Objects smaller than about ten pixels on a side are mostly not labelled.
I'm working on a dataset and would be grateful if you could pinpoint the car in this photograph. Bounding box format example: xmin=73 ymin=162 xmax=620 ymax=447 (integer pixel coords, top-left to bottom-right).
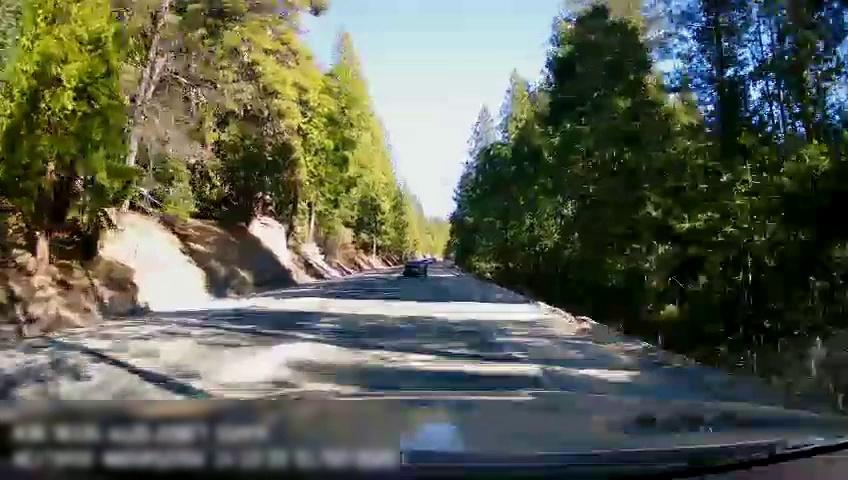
xmin=404 ymin=259 xmax=427 ymax=278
